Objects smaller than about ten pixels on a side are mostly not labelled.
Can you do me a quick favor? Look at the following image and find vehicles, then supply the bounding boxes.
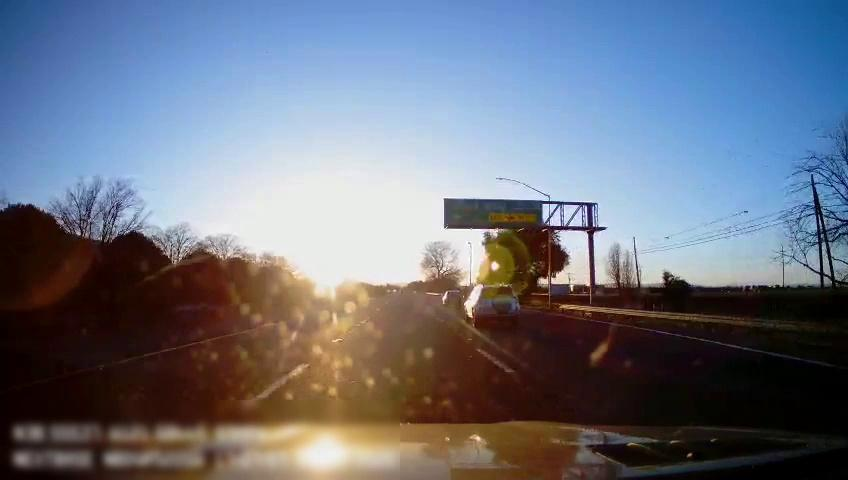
[464,286,520,329]
[442,290,462,307]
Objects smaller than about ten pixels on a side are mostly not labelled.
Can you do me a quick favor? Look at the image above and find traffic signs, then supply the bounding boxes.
[444,199,544,231]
